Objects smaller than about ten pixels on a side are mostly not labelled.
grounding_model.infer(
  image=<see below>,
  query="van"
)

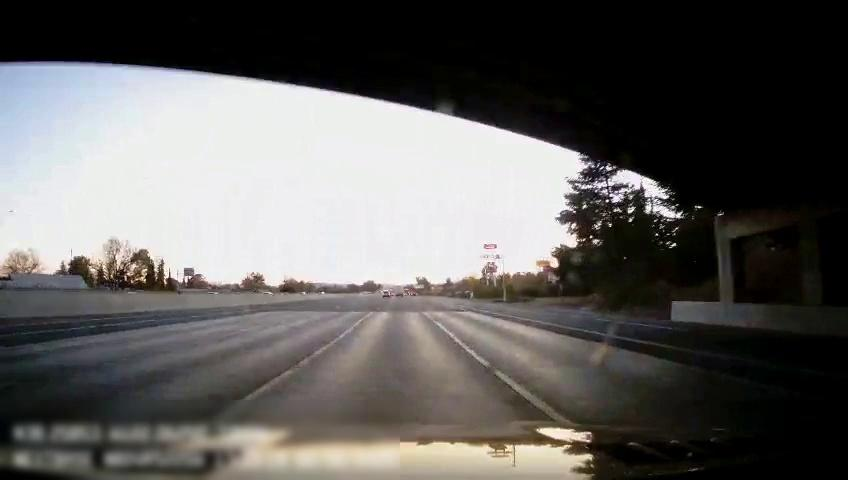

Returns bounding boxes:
[395,286,404,297]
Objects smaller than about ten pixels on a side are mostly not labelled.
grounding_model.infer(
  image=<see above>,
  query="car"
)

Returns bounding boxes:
[205,292,220,297]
